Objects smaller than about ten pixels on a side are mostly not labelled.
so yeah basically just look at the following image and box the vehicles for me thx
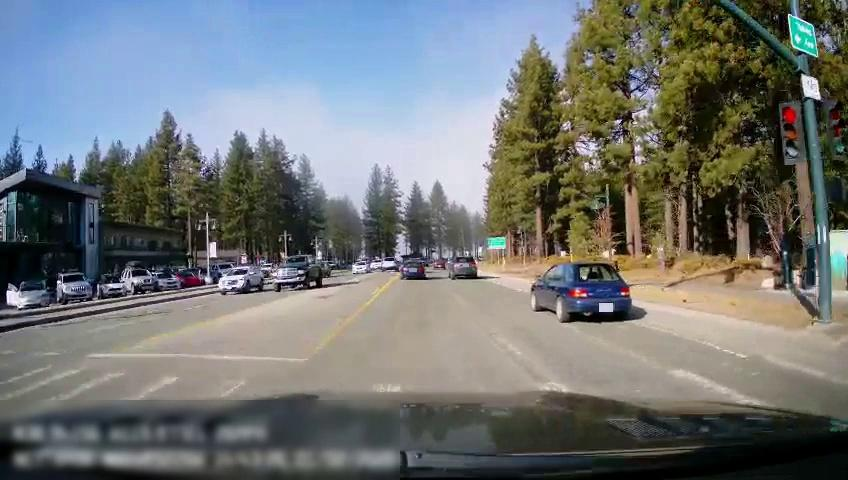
[432,257,447,270]
[172,268,204,288]
[352,261,369,274]
[218,266,265,295]
[261,261,273,271]
[122,267,156,295]
[400,258,427,280]
[55,273,92,305]
[370,260,383,270]
[382,258,398,271]
[272,256,324,292]
[447,255,477,280]
[97,273,127,299]
[149,269,178,290]
[531,260,635,323]
[316,261,330,277]
[6,280,49,311]
[210,262,233,284]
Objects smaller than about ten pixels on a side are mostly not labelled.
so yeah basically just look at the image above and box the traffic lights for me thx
[780,101,802,167]
[826,107,846,160]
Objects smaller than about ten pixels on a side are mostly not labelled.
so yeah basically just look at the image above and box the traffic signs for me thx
[488,236,506,249]
[785,13,822,57]
[798,72,821,100]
